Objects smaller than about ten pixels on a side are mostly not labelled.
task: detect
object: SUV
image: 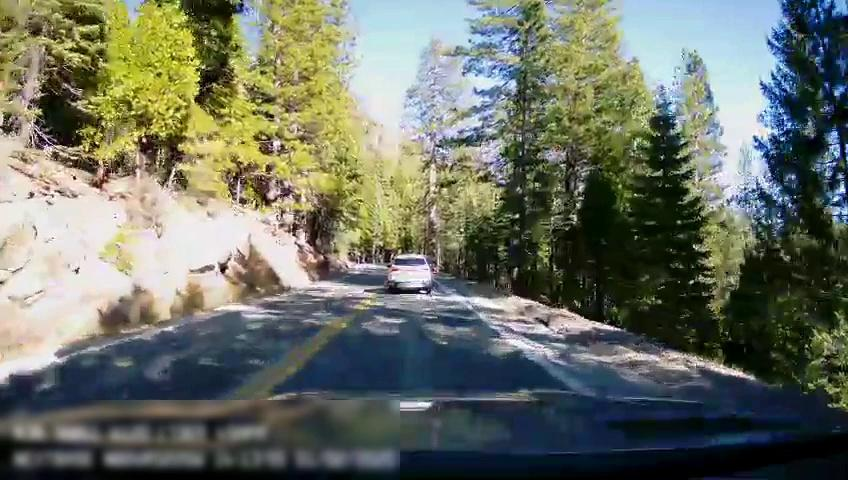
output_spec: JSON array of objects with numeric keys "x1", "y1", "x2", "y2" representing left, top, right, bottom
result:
[{"x1": 383, "y1": 254, "x2": 434, "y2": 296}]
